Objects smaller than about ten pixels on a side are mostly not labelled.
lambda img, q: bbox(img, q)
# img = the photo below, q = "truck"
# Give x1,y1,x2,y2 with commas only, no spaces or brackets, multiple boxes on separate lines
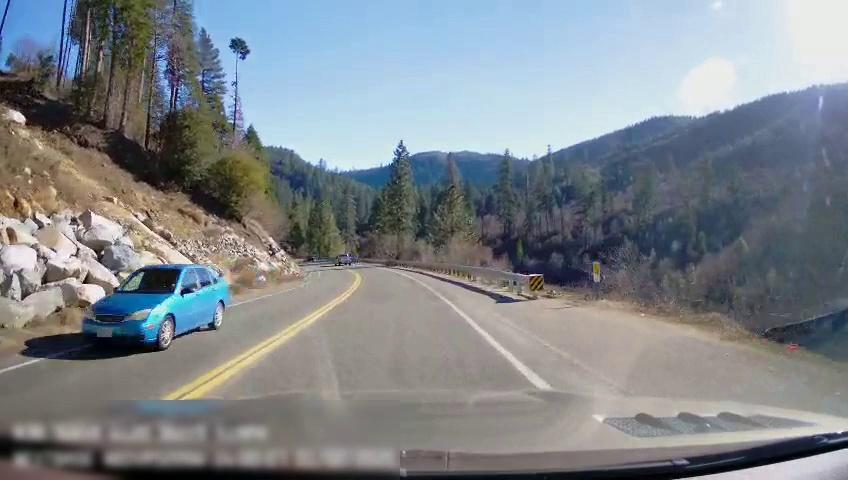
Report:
334,254,353,267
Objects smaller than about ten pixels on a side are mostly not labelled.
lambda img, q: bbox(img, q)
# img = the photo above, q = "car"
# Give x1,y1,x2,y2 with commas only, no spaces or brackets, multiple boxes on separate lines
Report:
81,262,233,352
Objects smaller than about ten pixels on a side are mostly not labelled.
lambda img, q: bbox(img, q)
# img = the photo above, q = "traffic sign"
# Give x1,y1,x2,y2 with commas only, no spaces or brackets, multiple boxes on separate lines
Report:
528,275,545,293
